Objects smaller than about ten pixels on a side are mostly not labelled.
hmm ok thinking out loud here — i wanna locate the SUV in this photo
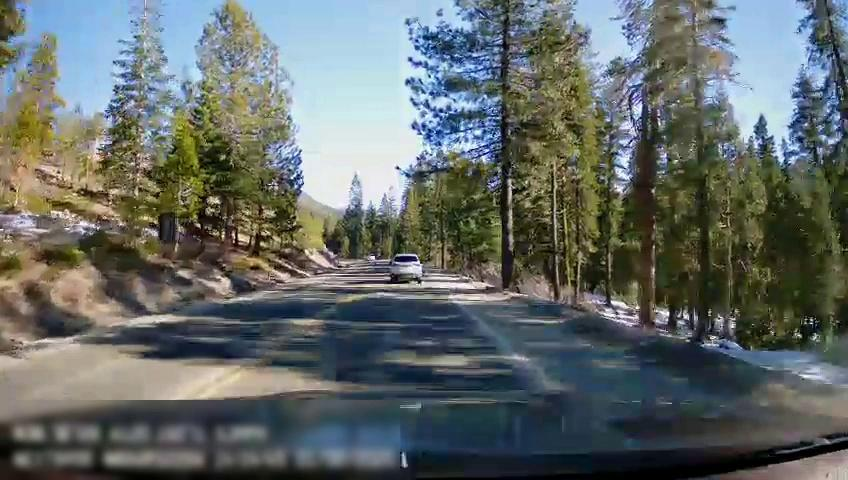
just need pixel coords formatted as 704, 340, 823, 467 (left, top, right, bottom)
390, 253, 423, 283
